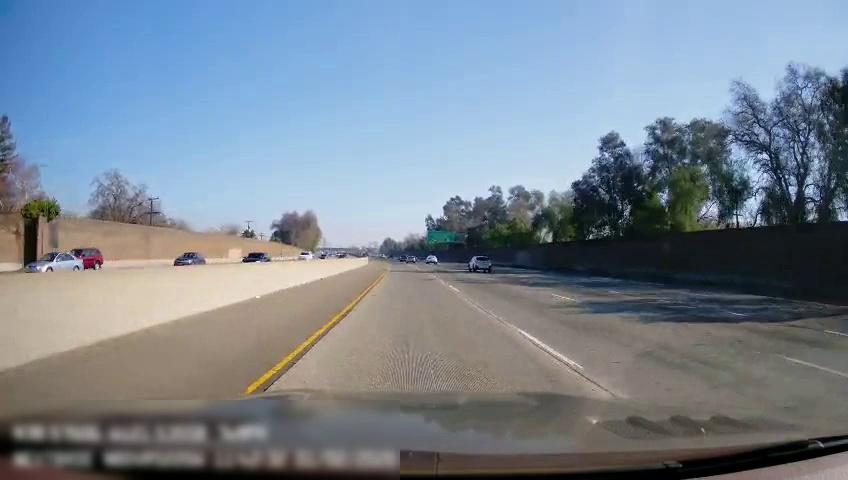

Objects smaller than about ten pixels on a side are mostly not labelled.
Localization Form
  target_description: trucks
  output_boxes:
[242,252,273,264]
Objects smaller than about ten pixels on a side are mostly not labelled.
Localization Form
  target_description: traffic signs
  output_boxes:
[427,230,456,244]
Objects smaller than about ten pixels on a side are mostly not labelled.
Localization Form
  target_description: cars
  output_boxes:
[468,256,491,272]
[172,251,208,266]
[24,251,84,273]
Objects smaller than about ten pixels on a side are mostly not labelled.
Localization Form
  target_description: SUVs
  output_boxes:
[425,255,437,264]
[298,251,315,261]
[69,248,105,271]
